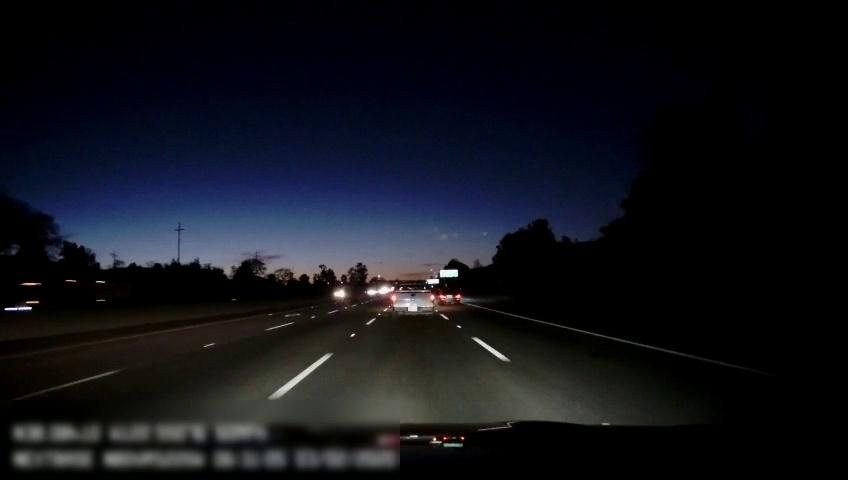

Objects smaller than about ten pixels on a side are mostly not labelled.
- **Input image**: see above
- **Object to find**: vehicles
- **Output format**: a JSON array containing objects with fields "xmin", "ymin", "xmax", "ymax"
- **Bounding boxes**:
[
  {"xmin": 333, "ymin": 288, "xmax": 351, "ymax": 300},
  {"xmin": 437, "ymin": 287, "xmax": 461, "ymax": 305},
  {"xmin": 388, "ymin": 283, "xmax": 436, "ymax": 321}
]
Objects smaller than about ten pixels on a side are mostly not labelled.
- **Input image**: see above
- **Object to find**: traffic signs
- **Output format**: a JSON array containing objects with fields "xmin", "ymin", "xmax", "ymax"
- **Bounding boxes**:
[
  {"xmin": 426, "ymin": 279, "xmax": 439, "ymax": 285},
  {"xmin": 439, "ymin": 269, "xmax": 459, "ymax": 278}
]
